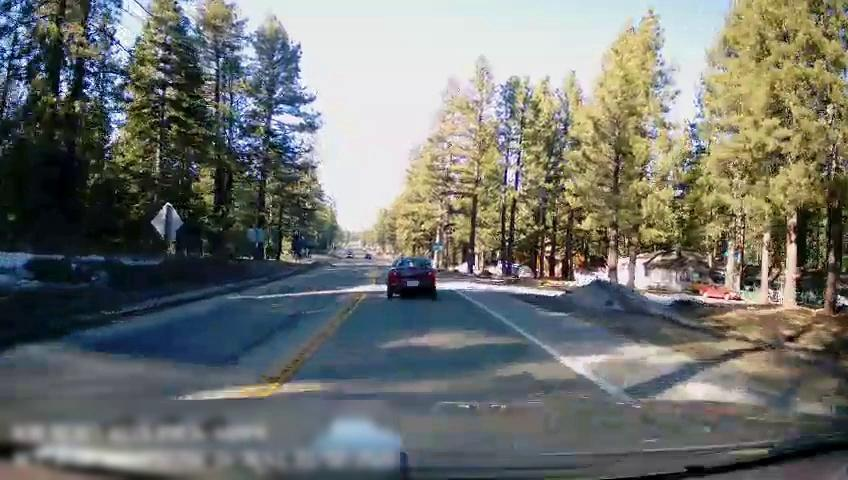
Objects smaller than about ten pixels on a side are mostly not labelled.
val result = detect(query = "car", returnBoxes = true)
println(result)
[385,256,435,300]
